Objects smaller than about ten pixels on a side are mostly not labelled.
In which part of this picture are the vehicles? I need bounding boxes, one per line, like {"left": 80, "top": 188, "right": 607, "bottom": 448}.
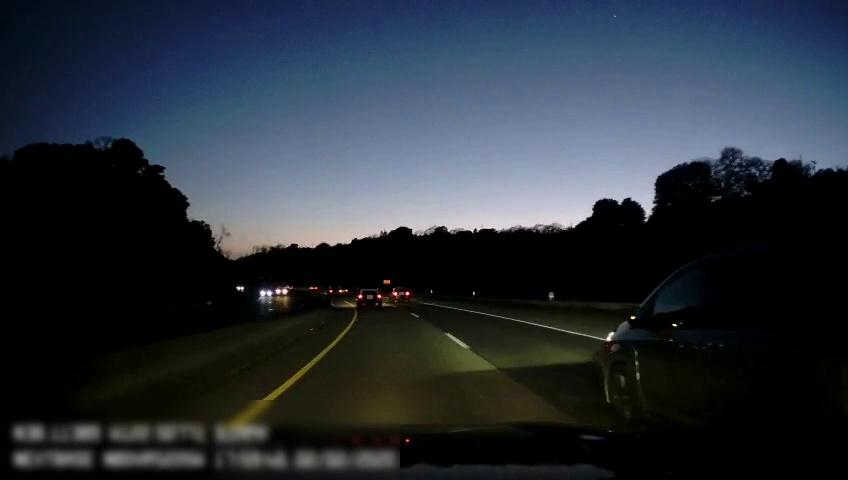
{"left": 258, "top": 286, "right": 274, "bottom": 297}
{"left": 275, "top": 285, "right": 290, "bottom": 297}
{"left": 355, "top": 287, "right": 382, "bottom": 308}
{"left": 601, "top": 246, "right": 848, "bottom": 440}
{"left": 391, "top": 287, "right": 410, "bottom": 301}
